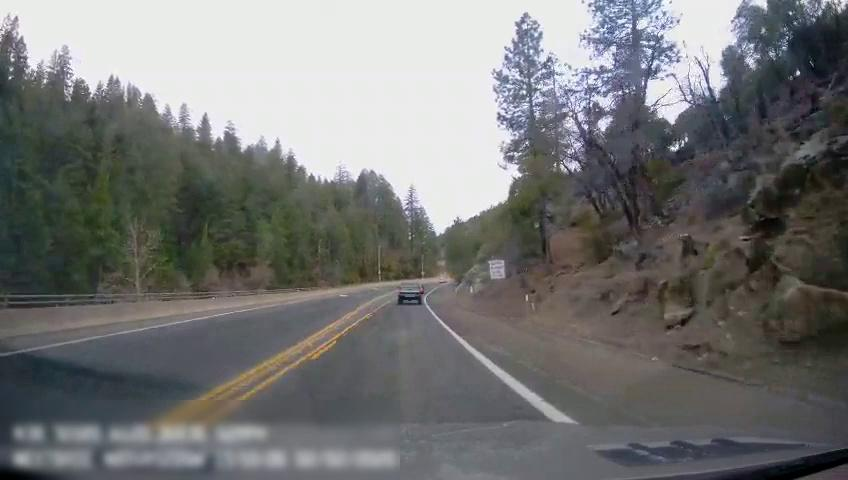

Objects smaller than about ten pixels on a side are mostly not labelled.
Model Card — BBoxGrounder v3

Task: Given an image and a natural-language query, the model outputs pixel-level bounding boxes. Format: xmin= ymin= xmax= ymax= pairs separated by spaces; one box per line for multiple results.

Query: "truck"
xmin=396 ymin=280 xmax=423 ymax=305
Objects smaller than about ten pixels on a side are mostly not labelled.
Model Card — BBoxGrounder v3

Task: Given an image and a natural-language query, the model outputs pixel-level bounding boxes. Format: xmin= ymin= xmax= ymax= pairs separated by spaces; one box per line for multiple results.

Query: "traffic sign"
xmin=489 ymin=259 xmax=506 ymax=280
